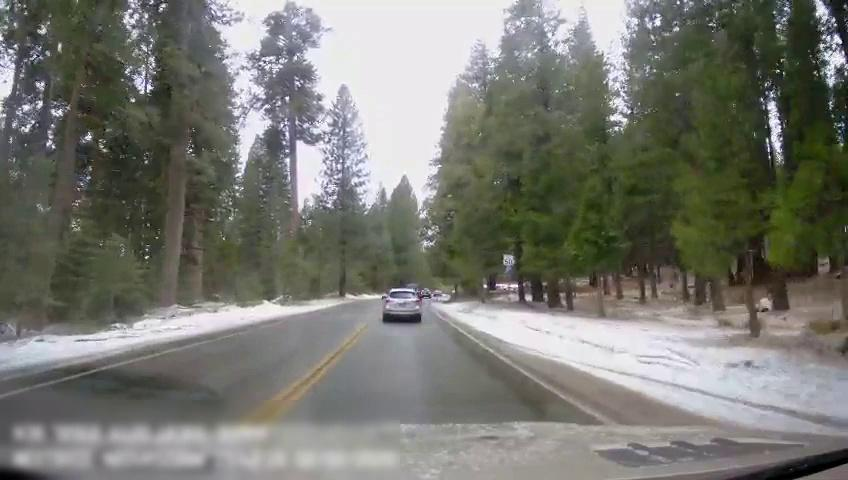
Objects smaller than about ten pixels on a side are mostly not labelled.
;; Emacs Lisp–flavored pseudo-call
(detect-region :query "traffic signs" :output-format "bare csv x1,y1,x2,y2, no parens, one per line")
503,254,515,267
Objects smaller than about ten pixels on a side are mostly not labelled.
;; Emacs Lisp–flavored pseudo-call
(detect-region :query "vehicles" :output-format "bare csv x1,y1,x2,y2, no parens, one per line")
422,287,433,298
406,284,423,298
381,288,421,324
